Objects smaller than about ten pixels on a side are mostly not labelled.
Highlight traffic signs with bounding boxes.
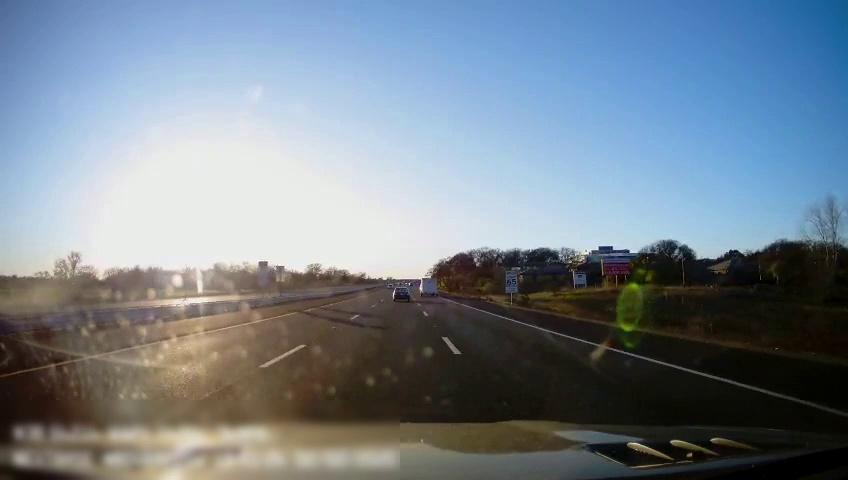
[504,287,517,293]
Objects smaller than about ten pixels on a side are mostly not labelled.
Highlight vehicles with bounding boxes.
[392,286,411,302]
[419,277,438,297]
